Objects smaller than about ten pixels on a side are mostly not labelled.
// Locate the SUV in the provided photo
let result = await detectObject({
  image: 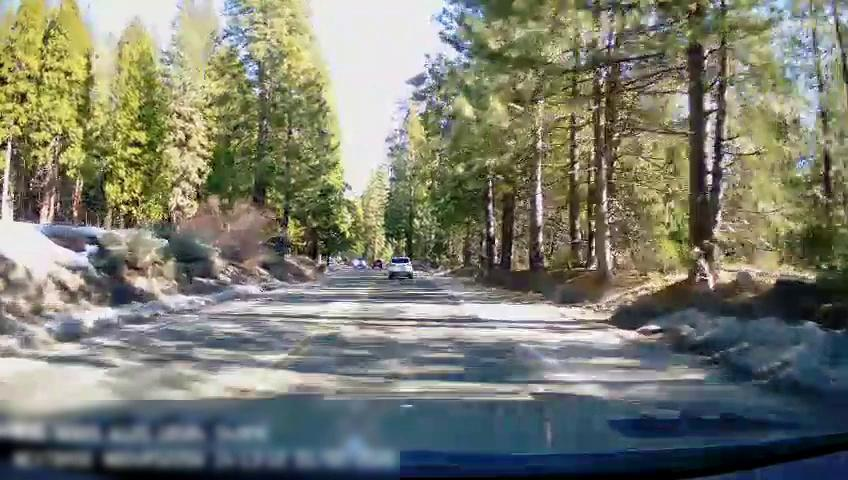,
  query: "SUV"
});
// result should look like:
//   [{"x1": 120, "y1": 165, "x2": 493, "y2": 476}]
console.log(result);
[{"x1": 386, "y1": 255, "x2": 415, "y2": 280}]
